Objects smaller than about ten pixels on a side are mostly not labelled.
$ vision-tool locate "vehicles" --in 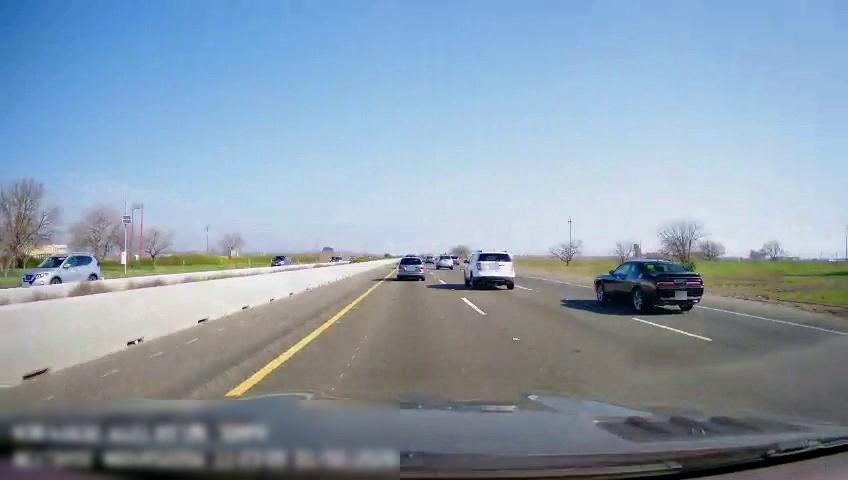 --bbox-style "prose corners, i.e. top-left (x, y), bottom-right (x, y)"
top-left (435, 255), bottom-right (454, 271)
top-left (450, 255), bottom-right (461, 267)
top-left (593, 258), bottom-right (706, 312)
top-left (462, 251), bottom-right (516, 290)
top-left (21, 255), bottom-right (102, 288)
top-left (271, 255), bottom-right (290, 267)
top-left (397, 256), bottom-right (426, 281)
